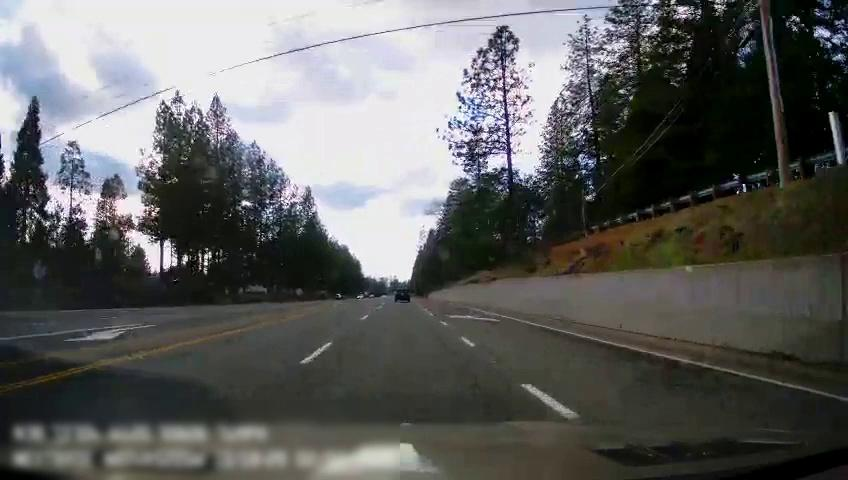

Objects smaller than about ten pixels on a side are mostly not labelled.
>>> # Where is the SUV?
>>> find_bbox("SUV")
[394,288,410,303]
